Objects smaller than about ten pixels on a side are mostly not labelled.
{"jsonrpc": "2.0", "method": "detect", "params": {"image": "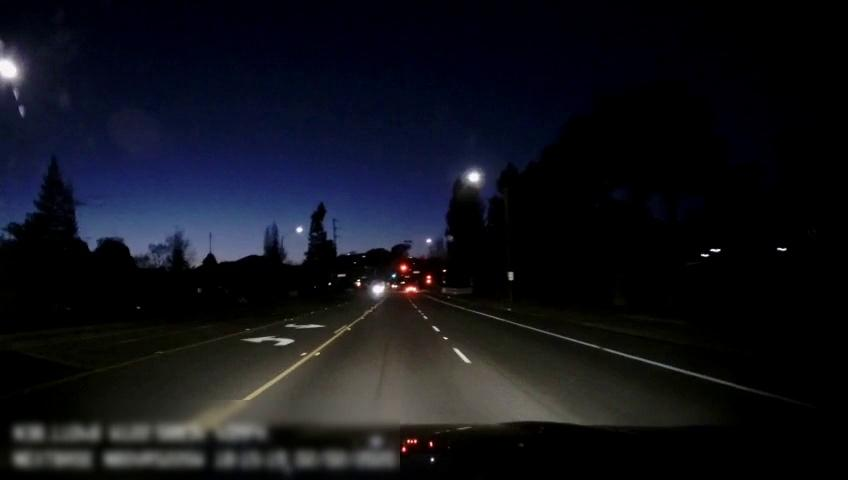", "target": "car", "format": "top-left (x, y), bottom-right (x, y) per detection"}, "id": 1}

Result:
top-left (404, 285), bottom-right (418, 294)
